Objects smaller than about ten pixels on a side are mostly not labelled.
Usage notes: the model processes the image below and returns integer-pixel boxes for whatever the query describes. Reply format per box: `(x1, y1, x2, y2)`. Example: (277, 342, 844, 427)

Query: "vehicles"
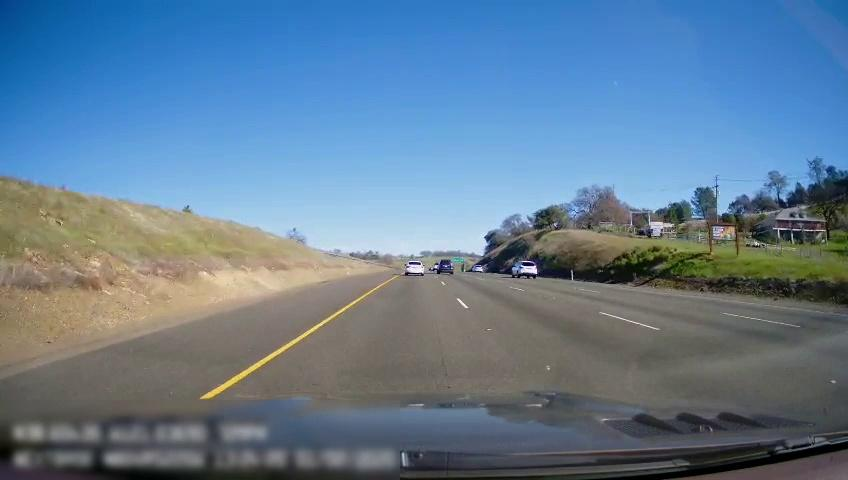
(472, 265, 484, 274)
(510, 260, 537, 279)
(404, 260, 425, 276)
(436, 260, 454, 274)
(433, 263, 443, 271)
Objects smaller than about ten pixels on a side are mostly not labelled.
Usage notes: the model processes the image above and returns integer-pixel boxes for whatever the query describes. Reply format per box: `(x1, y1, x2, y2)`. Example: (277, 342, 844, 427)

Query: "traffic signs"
(453, 257, 464, 262)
